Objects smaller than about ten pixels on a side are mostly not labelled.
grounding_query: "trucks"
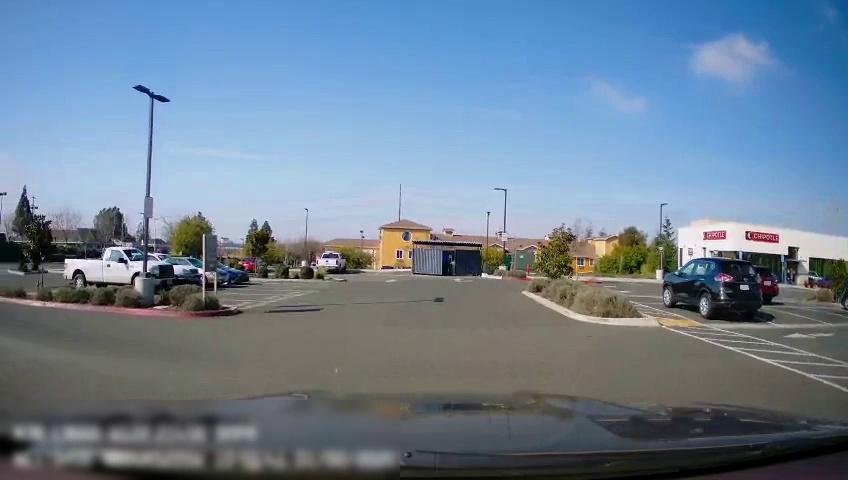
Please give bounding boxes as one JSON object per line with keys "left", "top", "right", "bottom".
{"left": 318, "top": 251, "right": 344, "bottom": 270}
{"left": 64, "top": 246, "right": 176, "bottom": 289}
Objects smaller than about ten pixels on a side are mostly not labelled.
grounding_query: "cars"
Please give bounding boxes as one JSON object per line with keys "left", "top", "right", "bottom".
{"left": 171, "top": 256, "right": 230, "bottom": 287}
{"left": 150, "top": 252, "right": 200, "bottom": 282}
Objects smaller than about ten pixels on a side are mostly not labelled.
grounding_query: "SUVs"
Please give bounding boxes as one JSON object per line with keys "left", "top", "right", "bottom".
{"left": 754, "top": 264, "right": 779, "bottom": 303}
{"left": 661, "top": 257, "right": 764, "bottom": 320}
